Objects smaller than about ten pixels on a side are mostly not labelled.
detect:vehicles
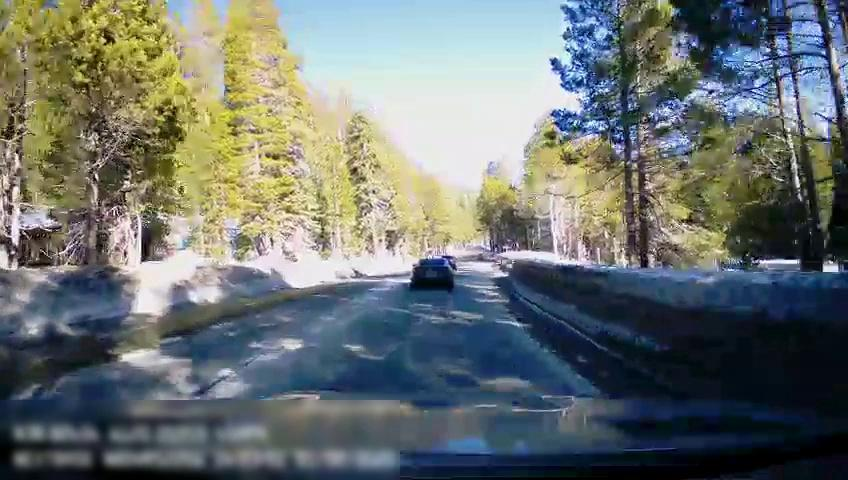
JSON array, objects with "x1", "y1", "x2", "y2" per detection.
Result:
[
  {"x1": 441, "y1": 254, "x2": 458, "y2": 271},
  {"x1": 411, "y1": 257, "x2": 455, "y2": 288}
]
